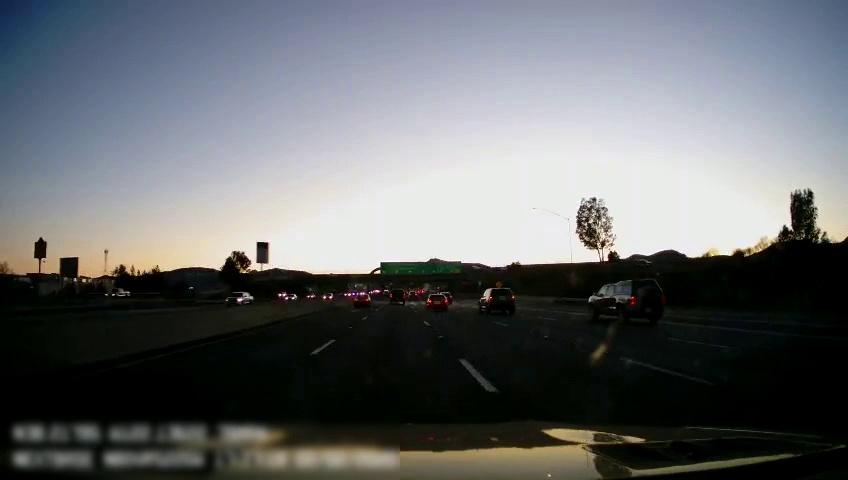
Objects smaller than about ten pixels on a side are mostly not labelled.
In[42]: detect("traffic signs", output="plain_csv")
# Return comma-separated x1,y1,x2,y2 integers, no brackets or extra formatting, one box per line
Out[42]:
436,262,462,275
379,261,437,276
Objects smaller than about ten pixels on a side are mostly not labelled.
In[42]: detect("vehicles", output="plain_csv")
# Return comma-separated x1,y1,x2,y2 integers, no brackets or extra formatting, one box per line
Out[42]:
353,293,371,309
440,291,453,304
479,287,517,314
407,290,419,302
224,291,254,305
284,293,298,302
104,287,131,297
426,293,449,312
389,288,405,304
322,293,334,301
587,278,666,327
